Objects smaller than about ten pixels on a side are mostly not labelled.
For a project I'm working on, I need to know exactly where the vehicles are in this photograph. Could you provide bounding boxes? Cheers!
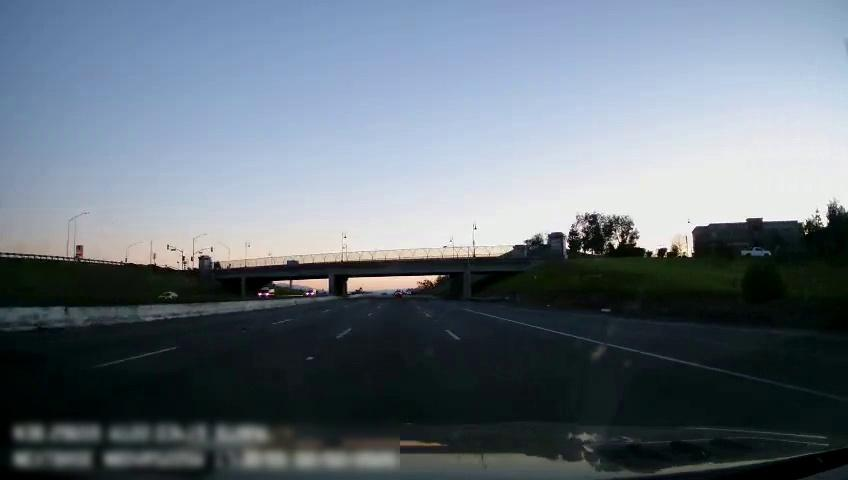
[740,247,772,258]
[257,289,274,300]
[156,291,179,302]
